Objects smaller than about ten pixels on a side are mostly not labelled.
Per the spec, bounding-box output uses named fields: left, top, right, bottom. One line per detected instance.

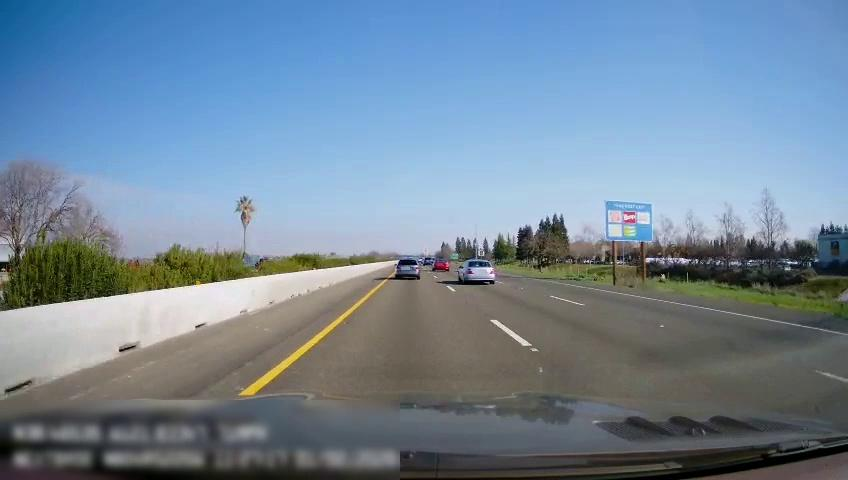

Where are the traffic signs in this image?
left=449, top=253, right=460, bottom=262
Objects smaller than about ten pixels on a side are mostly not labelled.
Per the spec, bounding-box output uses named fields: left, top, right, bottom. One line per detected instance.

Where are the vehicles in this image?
left=422, top=257, right=433, bottom=267
left=394, top=257, right=421, bottom=280
left=457, top=258, right=496, bottom=286
left=430, top=258, right=451, bottom=272
left=251, top=257, right=274, bottom=273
